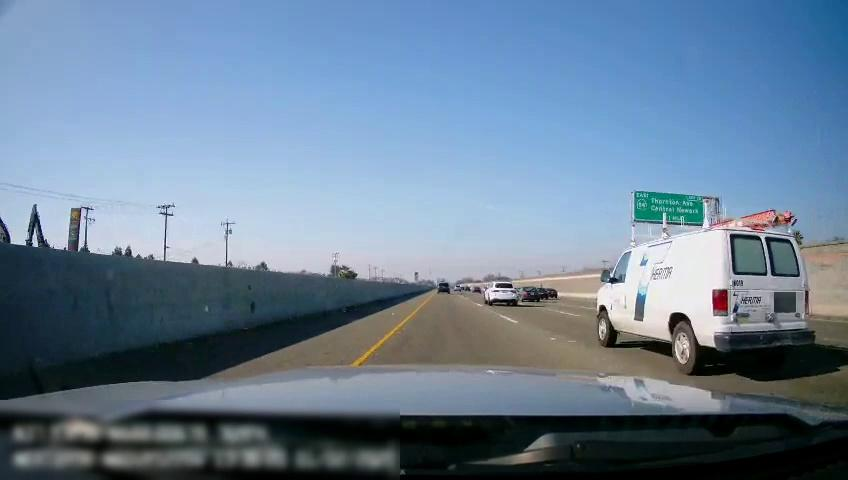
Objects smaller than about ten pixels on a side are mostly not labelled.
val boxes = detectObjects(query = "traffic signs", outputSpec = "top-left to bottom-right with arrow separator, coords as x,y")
633,191 -> 705,225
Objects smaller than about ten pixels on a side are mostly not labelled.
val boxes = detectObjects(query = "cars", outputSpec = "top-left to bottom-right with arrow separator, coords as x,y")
537,287 -> 549,300
546,288 -> 558,298
472,286 -> 482,294
516,287 -> 540,302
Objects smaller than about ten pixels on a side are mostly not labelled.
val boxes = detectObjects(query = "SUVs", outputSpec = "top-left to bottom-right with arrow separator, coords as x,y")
484,281 -> 518,306
436,280 -> 451,294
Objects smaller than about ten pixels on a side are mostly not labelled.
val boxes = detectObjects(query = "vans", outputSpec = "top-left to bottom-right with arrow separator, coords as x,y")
594,227 -> 818,375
